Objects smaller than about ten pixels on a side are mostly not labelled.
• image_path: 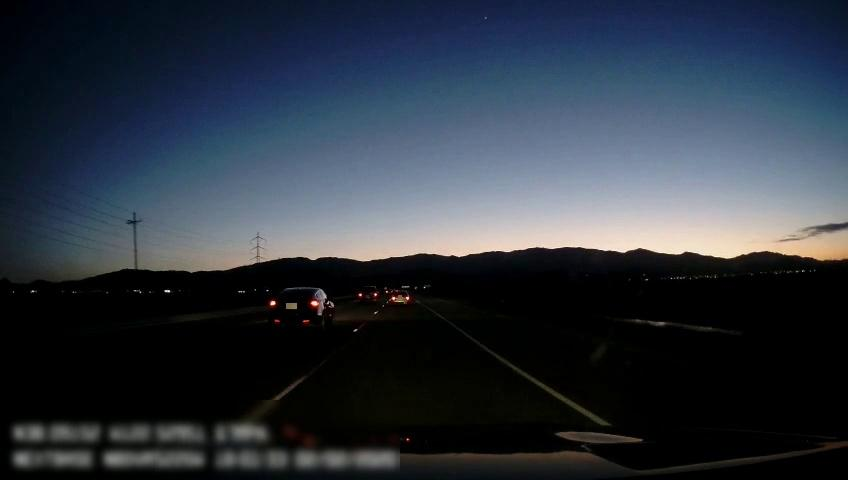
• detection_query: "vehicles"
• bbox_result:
[356,286,379,301]
[390,289,409,304]
[266,287,336,329]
